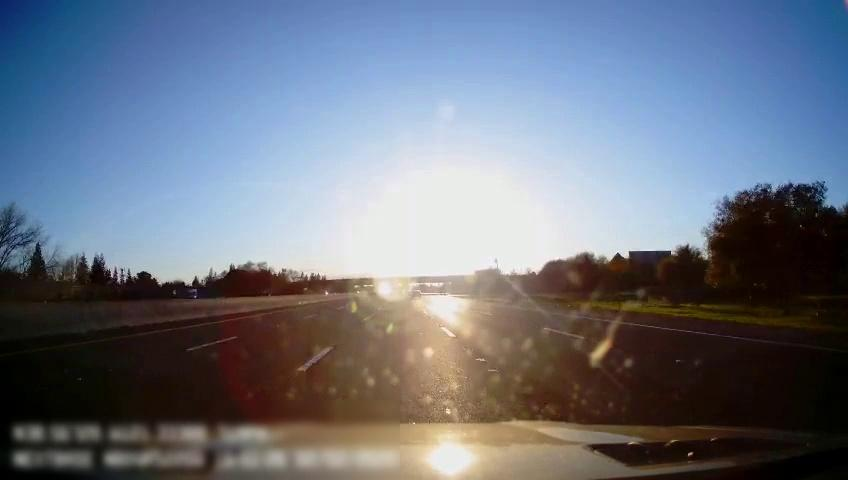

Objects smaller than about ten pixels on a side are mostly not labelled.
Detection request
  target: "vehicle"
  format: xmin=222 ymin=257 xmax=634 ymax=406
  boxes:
xmin=411 ymin=289 xmax=422 ymax=299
